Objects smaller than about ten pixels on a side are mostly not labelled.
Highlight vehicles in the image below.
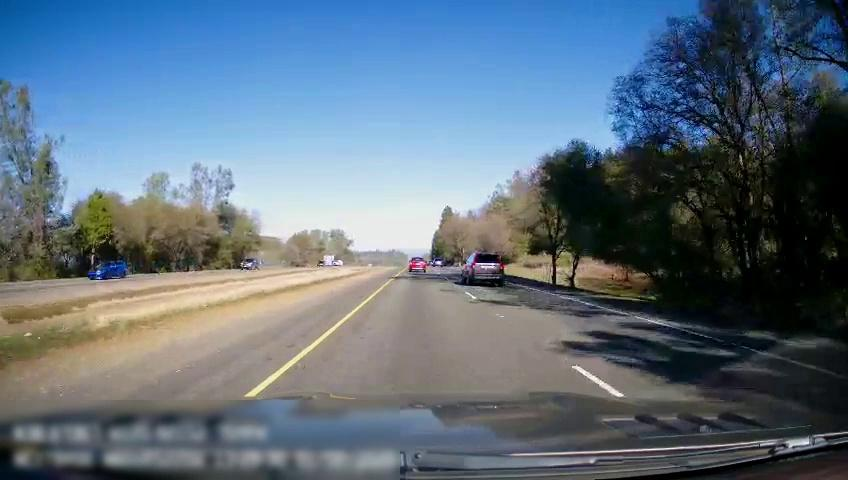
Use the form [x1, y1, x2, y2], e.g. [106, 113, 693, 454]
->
[408, 256, 427, 272]
[88, 259, 129, 281]
[460, 252, 505, 287]
[239, 256, 263, 270]
[431, 258, 442, 267]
